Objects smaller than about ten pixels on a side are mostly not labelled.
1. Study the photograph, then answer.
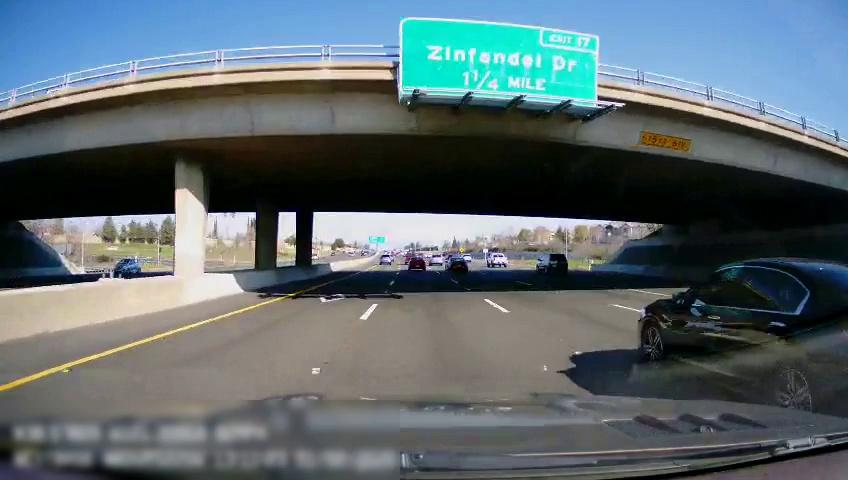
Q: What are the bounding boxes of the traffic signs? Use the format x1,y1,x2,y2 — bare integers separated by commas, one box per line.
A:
367,236,385,244
399,16,600,111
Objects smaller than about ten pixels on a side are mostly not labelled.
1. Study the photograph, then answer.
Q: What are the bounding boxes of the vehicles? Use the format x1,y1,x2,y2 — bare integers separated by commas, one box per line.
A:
461,254,473,262
379,253,393,265
113,258,142,278
486,252,509,268
427,253,444,266
535,253,569,276
407,255,427,270
403,253,414,266
636,257,848,415
443,255,468,271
